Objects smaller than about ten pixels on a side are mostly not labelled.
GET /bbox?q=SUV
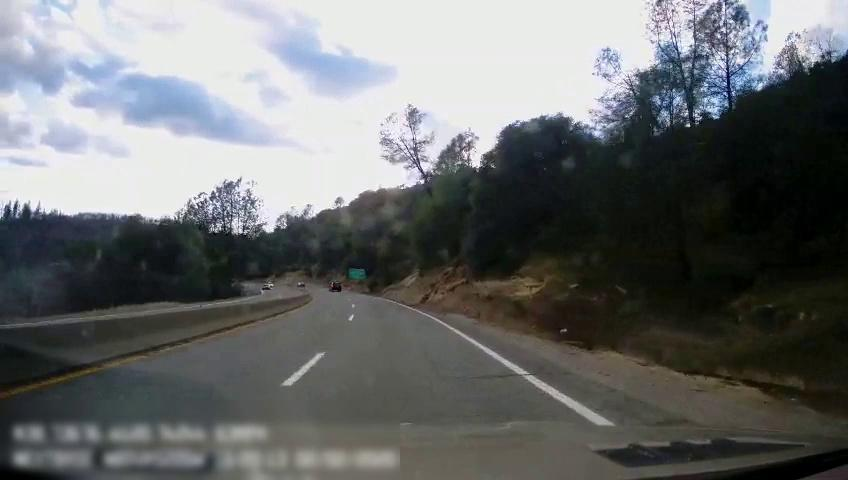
[328,281,342,292]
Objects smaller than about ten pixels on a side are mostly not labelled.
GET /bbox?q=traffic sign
[348,267,366,280]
